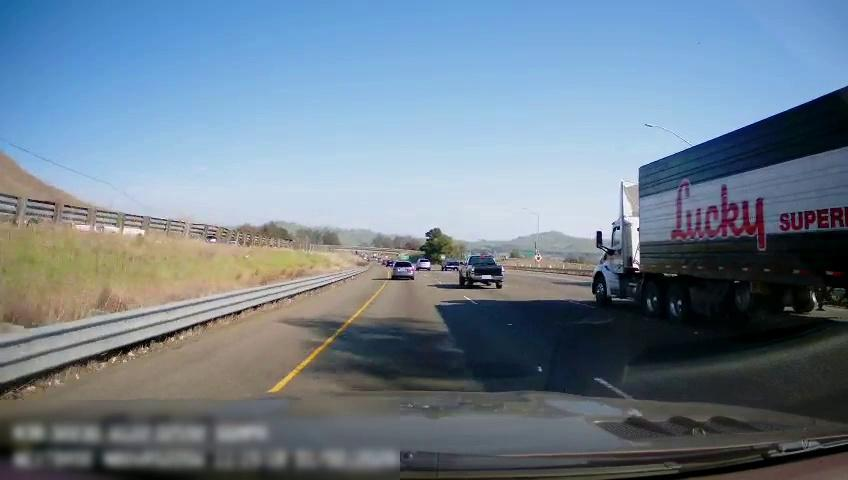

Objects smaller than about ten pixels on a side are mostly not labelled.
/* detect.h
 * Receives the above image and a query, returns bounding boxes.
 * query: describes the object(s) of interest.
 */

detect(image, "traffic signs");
[399,255,410,262]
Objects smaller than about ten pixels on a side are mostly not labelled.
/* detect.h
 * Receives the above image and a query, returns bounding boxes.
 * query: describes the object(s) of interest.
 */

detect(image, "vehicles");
[589,84,848,328]
[204,233,238,245]
[73,220,146,238]
[458,254,504,290]
[440,256,460,272]
[391,259,416,280]
[416,258,431,271]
